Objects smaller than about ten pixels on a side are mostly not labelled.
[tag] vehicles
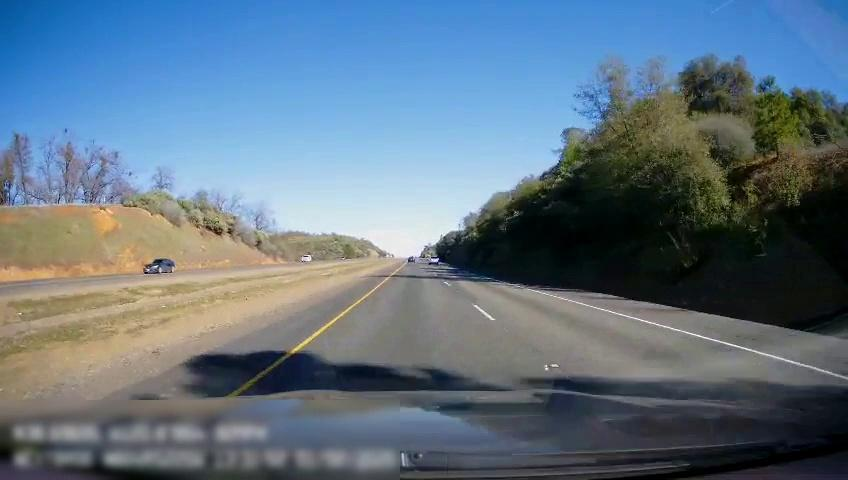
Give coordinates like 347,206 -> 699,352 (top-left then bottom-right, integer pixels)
142,258 -> 177,275
429,256 -> 440,265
